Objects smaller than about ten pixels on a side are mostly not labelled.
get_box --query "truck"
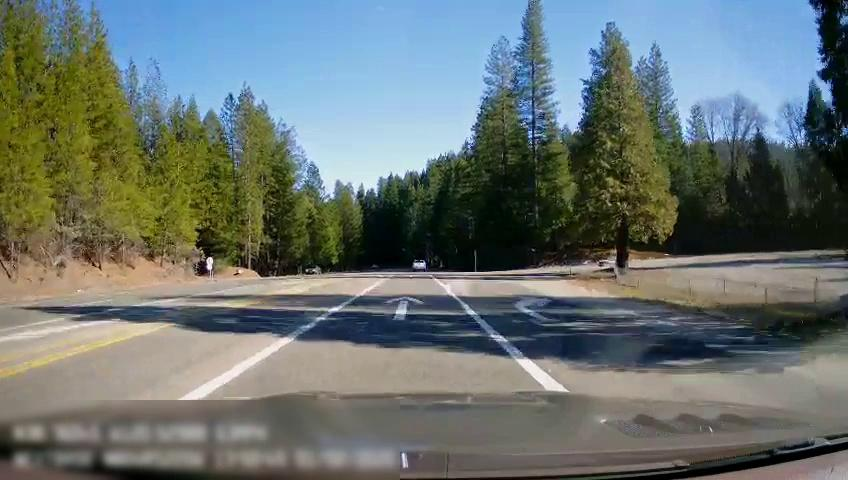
[412,259,427,273]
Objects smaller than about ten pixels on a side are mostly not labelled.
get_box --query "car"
[304,264,321,275]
